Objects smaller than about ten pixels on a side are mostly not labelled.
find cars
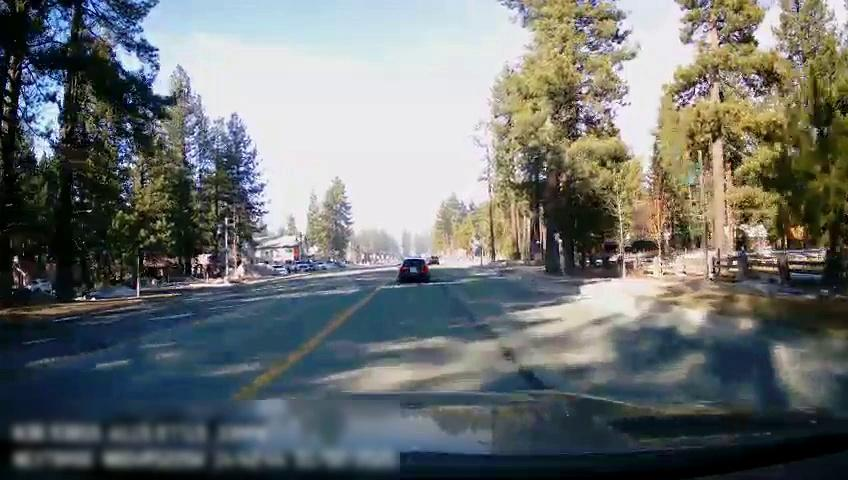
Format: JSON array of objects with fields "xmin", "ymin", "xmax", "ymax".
[{"xmin": 399, "ymin": 256, "xmax": 429, "ymax": 283}]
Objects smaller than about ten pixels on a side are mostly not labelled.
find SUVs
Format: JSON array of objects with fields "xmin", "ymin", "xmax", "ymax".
[
  {"xmin": 271, "ymin": 264, "xmax": 288, "ymax": 273},
  {"xmin": 287, "ymin": 260, "xmax": 310, "ymax": 273}
]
